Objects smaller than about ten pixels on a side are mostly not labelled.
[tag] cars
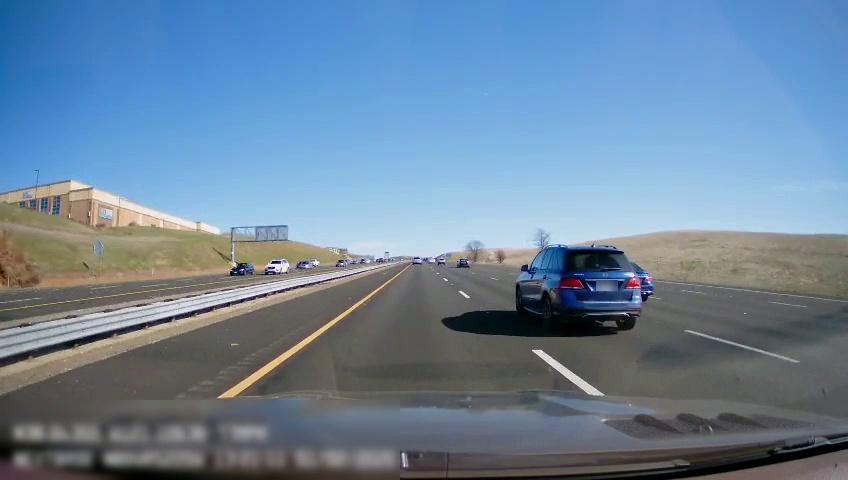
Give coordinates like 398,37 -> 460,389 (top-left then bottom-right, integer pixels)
229,263 -> 254,276
629,261 -> 654,303
296,261 -> 310,269
456,258 -> 470,268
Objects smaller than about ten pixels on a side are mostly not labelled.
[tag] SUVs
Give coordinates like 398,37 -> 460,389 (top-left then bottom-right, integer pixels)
264,259 -> 289,274
515,246 -> 641,330
411,255 -> 422,265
